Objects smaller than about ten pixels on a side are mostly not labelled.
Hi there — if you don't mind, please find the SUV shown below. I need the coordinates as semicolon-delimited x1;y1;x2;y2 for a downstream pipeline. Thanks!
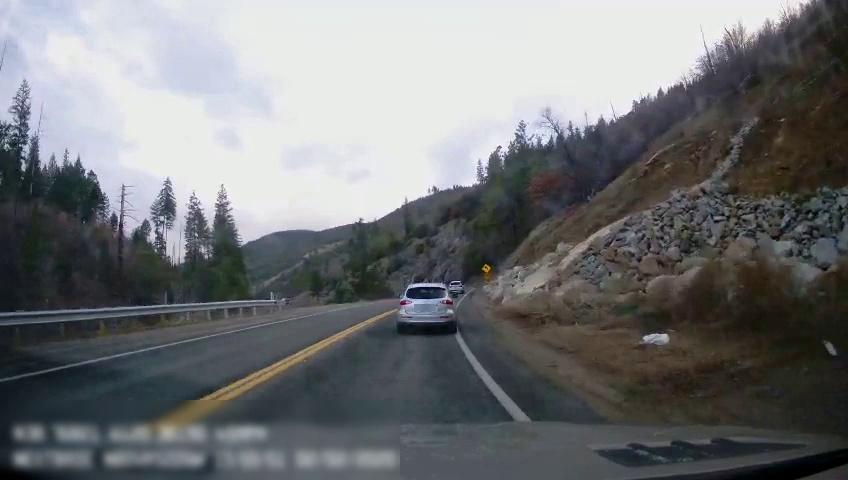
396;283;458;335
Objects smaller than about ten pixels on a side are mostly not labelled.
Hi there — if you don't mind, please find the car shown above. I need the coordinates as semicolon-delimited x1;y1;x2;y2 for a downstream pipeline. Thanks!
448;280;466;294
